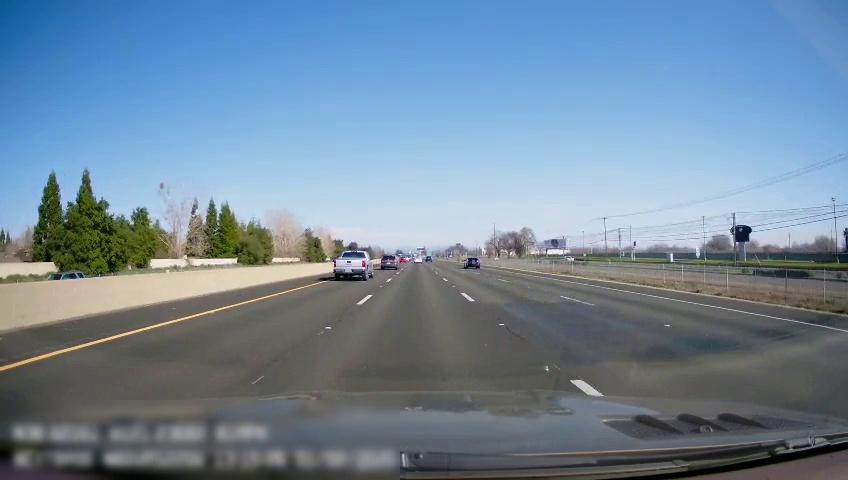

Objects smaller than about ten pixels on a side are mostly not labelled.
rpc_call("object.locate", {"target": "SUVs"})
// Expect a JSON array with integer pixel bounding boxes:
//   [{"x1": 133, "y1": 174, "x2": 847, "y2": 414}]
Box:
[{"x1": 380, "y1": 254, "x2": 399, "y2": 271}]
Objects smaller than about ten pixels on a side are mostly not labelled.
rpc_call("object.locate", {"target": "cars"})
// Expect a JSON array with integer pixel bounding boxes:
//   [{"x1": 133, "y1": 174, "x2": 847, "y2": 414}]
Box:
[
  {"x1": 46, "y1": 271, "x2": 87, "y2": 281},
  {"x1": 462, "y1": 257, "x2": 480, "y2": 269}
]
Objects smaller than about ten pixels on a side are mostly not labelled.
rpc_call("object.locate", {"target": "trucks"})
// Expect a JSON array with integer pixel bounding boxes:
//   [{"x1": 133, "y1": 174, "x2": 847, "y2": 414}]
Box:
[{"x1": 333, "y1": 250, "x2": 375, "y2": 282}]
